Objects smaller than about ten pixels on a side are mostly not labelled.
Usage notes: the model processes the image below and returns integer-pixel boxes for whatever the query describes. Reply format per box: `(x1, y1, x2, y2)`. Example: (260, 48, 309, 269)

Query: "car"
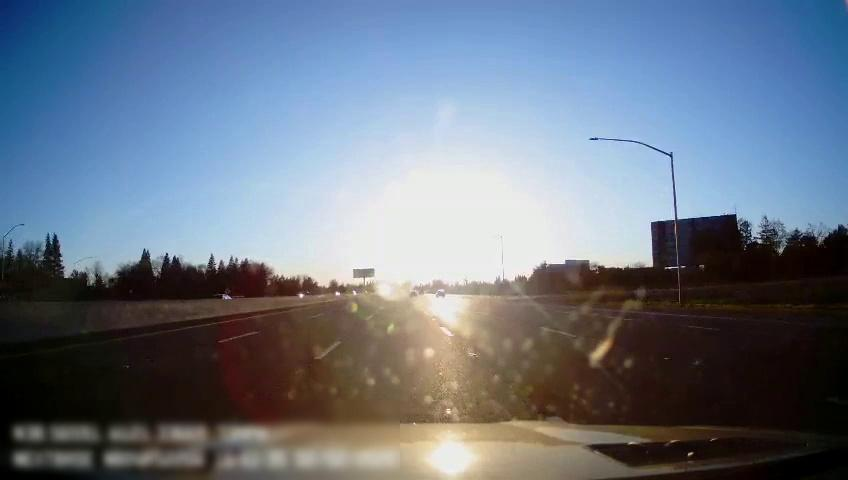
(208, 293, 233, 300)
